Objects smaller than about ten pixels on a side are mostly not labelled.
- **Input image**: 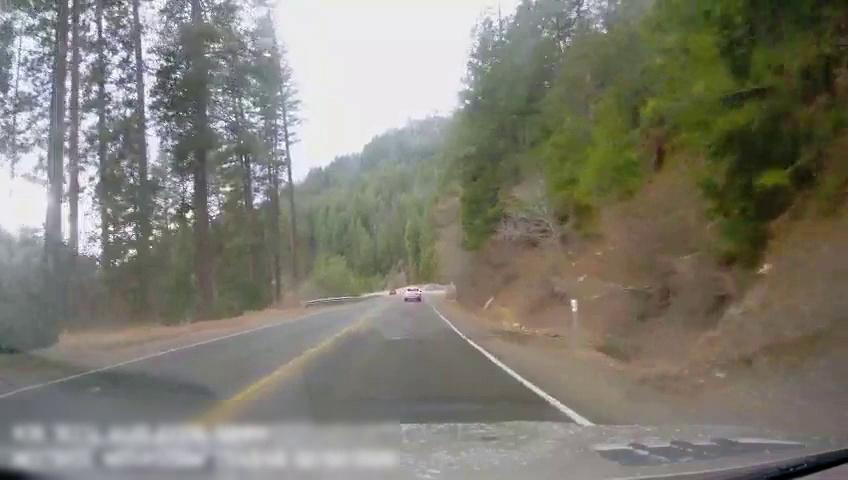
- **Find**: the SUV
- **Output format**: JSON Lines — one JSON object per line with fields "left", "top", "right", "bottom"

{"left": 404, "top": 287, "right": 422, "bottom": 302}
